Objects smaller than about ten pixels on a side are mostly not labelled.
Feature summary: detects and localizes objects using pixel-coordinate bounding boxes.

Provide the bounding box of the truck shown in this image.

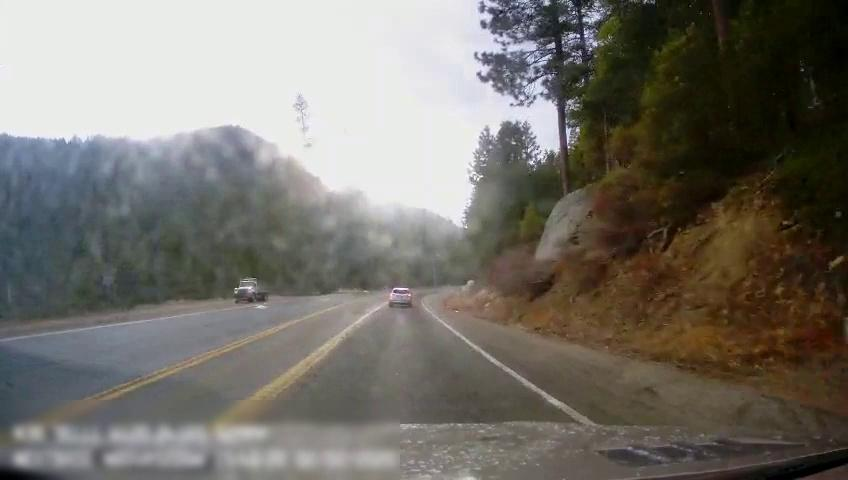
[233,277,271,303]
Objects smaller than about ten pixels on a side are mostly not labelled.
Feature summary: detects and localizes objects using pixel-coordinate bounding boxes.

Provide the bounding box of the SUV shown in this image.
[388,288,412,308]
